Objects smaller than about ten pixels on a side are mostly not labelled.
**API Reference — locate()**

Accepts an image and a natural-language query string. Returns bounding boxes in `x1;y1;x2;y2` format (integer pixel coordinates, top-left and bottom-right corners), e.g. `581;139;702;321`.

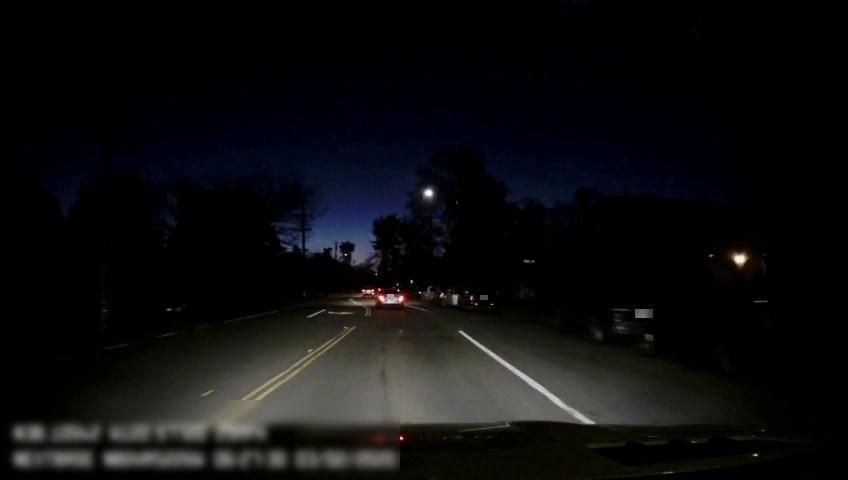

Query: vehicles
375;286;405;309
441;285;470;310
361;285;375;298
458;287;499;313
639;285;812;377
552;281;658;345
